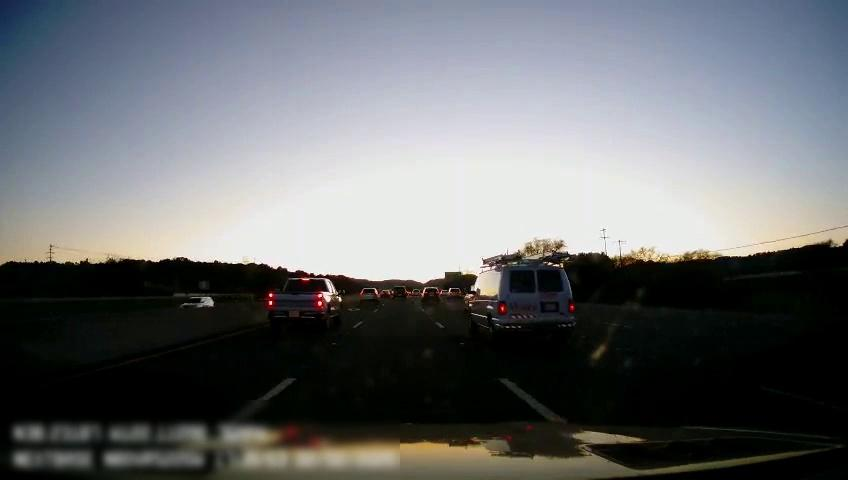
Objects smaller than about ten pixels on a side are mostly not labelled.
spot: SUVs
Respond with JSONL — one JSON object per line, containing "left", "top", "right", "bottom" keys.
{"left": 361, "top": 288, "right": 381, "bottom": 304}
{"left": 421, "top": 286, "right": 440, "bottom": 304}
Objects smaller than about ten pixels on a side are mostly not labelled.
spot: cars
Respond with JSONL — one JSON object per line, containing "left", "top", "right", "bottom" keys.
{"left": 180, "top": 296, "right": 215, "bottom": 309}
{"left": 447, "top": 287, "right": 463, "bottom": 298}
{"left": 391, "top": 285, "right": 408, "bottom": 300}
{"left": 381, "top": 289, "right": 391, "bottom": 297}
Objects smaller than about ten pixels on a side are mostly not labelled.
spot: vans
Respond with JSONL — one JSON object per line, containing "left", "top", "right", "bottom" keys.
{"left": 463, "top": 264, "right": 577, "bottom": 343}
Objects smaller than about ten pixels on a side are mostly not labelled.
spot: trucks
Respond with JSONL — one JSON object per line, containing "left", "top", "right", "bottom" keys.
{"left": 267, "top": 278, "right": 346, "bottom": 332}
